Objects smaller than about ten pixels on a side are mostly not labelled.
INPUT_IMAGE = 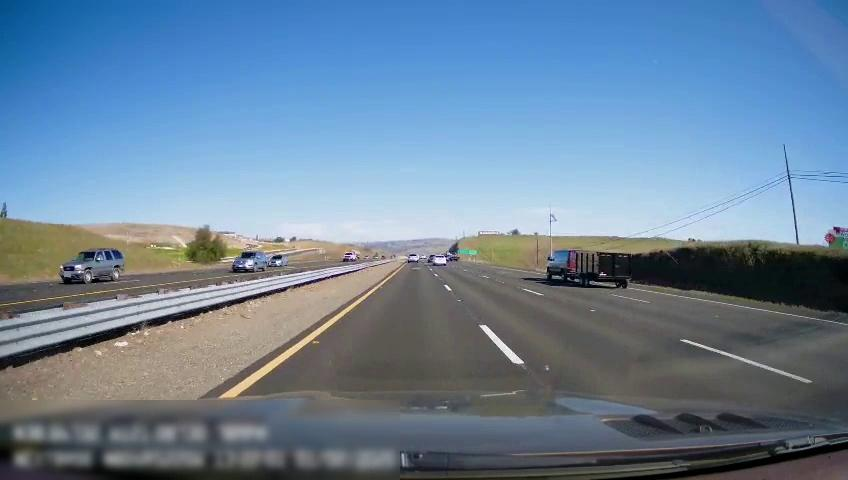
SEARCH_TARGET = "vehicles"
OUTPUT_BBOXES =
[60,250,126,285]
[575,251,632,288]
[342,251,357,262]
[267,256,288,267]
[232,251,267,272]
[407,252,419,263]
[432,254,446,265]
[545,250,577,282]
